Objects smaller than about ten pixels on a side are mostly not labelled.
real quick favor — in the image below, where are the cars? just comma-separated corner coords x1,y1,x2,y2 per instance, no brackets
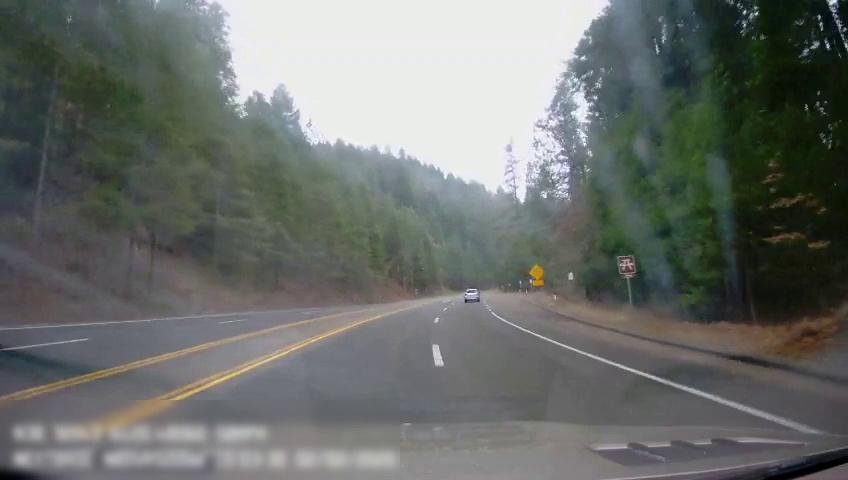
464,288,481,303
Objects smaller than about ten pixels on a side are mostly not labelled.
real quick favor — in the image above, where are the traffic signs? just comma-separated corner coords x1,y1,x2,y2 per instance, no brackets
617,255,637,274
531,279,544,287
529,264,544,280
